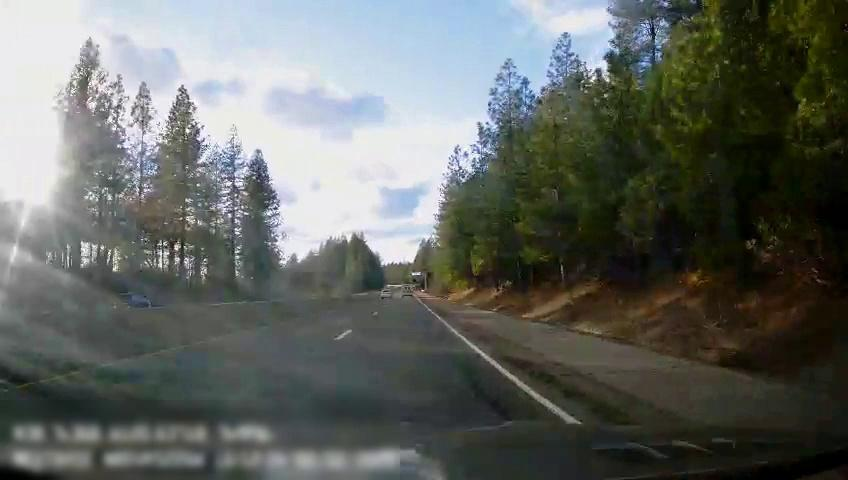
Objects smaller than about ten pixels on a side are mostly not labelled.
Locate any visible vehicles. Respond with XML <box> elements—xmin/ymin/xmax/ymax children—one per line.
<box><xmin>400</xmin><ymin>284</ymin><xmax>415</xmax><ymax>298</ymax></box>
<box><xmin>110</xmin><ymin>294</ymin><xmax>152</xmax><ymax>313</ymax></box>
<box><xmin>379</xmin><ymin>288</ymin><xmax>393</xmax><ymax>300</ymax></box>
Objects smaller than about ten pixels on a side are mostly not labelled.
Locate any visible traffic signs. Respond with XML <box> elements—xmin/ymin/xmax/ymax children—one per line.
<box><xmin>411</xmin><ymin>272</ymin><xmax>422</xmax><ymax>277</ymax></box>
